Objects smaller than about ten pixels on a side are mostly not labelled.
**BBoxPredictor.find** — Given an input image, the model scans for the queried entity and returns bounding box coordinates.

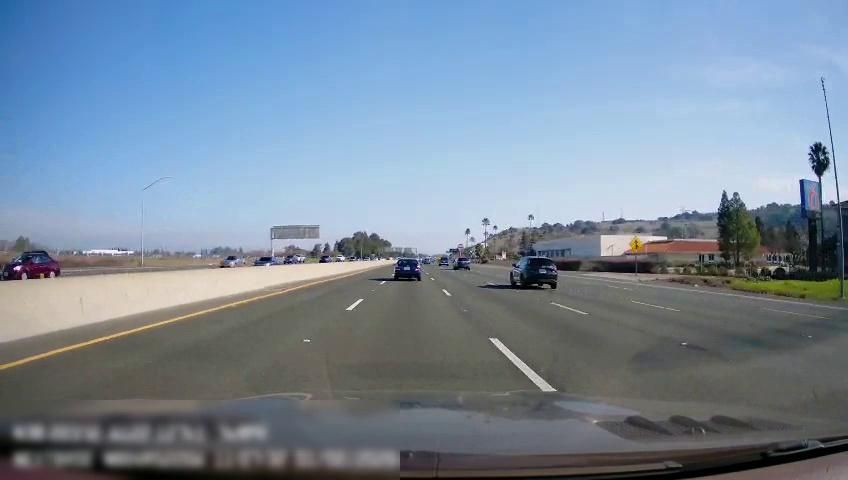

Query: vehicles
[253,255,281,267]
[219,255,246,269]
[438,257,449,266]
[454,257,471,271]
[295,253,306,264]
[509,255,559,289]
[335,255,346,263]
[283,255,298,265]
[392,258,422,281]
[0,249,62,281]
[319,255,332,264]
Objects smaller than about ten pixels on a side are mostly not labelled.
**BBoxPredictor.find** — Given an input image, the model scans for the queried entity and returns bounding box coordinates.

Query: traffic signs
[629,236,644,252]
[272,224,321,240]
